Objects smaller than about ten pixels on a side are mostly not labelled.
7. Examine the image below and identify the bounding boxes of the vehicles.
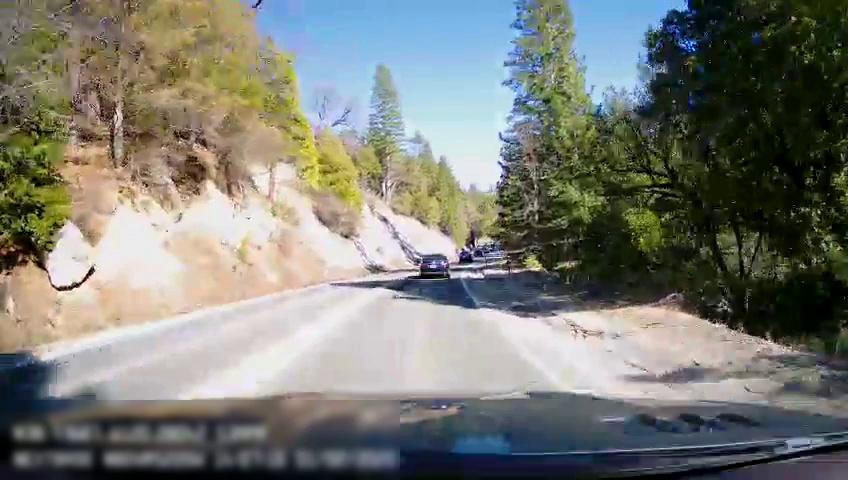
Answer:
[416,253,451,279]
[459,250,475,264]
